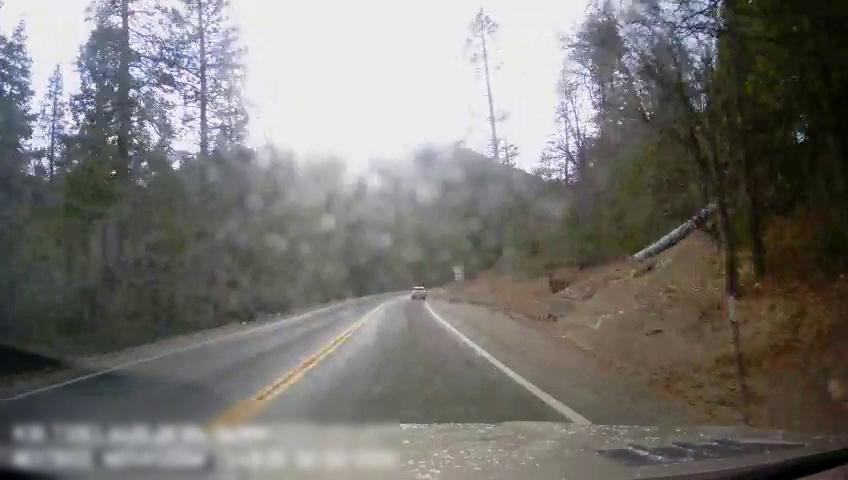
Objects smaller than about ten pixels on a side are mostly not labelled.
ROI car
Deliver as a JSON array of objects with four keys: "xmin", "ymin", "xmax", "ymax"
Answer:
[{"xmin": 411, "ymin": 286, "xmax": 426, "ymax": 299}]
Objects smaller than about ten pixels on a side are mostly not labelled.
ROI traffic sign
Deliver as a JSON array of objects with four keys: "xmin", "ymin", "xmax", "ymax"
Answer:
[{"xmin": 453, "ymin": 266, "xmax": 463, "ymax": 281}]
